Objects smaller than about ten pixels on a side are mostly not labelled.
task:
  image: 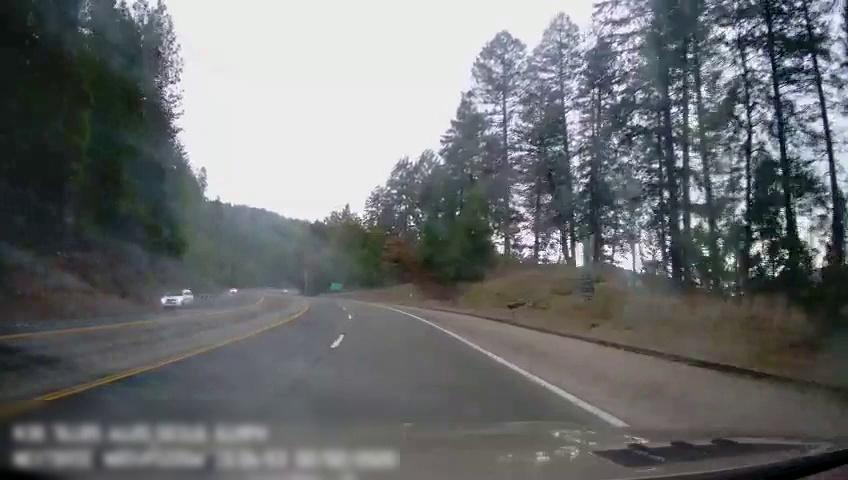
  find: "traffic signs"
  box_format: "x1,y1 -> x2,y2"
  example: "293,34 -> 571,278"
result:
329,283 -> 344,292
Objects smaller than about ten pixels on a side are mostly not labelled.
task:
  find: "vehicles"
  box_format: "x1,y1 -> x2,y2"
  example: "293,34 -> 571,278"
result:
229,287 -> 238,294
159,290 -> 196,310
